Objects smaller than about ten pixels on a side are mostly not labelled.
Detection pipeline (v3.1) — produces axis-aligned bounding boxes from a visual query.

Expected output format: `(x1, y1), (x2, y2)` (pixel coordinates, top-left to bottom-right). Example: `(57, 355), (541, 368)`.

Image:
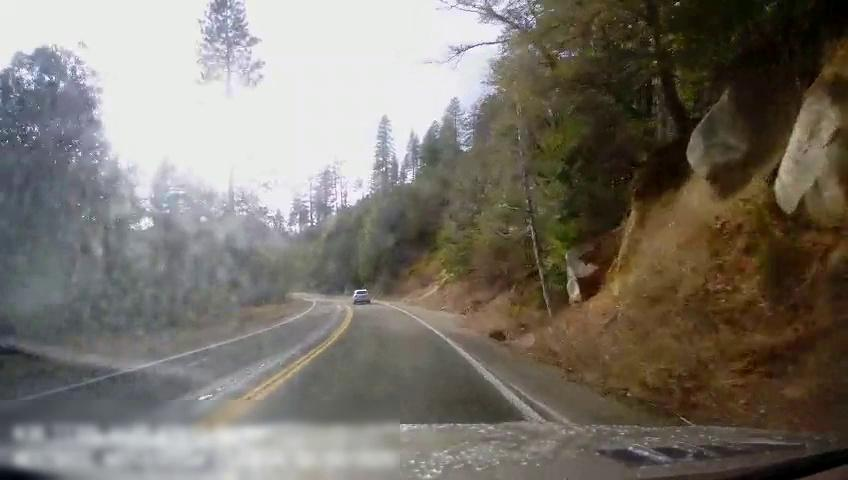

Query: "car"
(352, 289), (370, 305)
